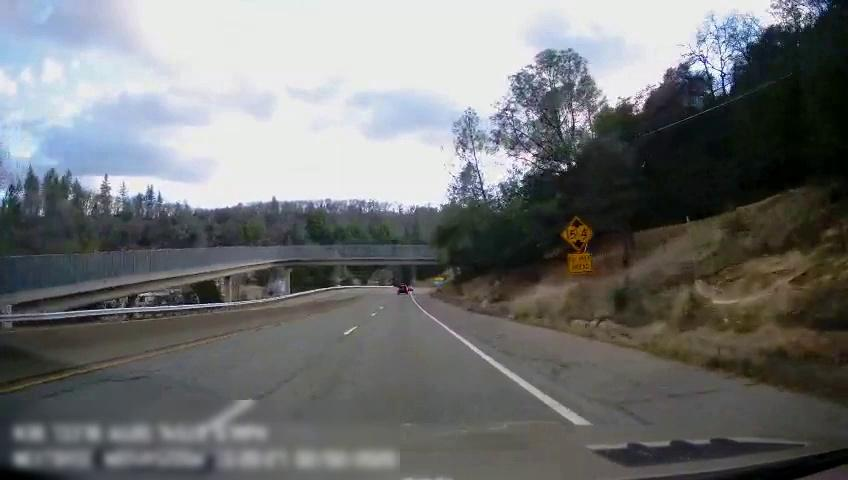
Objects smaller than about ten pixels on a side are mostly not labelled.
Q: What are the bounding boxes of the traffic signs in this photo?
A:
[434,277,445,281]
[433,280,444,286]
[560,215,594,252]
[568,252,592,274]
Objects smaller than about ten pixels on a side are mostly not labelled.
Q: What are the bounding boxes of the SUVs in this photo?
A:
[397,284,409,295]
